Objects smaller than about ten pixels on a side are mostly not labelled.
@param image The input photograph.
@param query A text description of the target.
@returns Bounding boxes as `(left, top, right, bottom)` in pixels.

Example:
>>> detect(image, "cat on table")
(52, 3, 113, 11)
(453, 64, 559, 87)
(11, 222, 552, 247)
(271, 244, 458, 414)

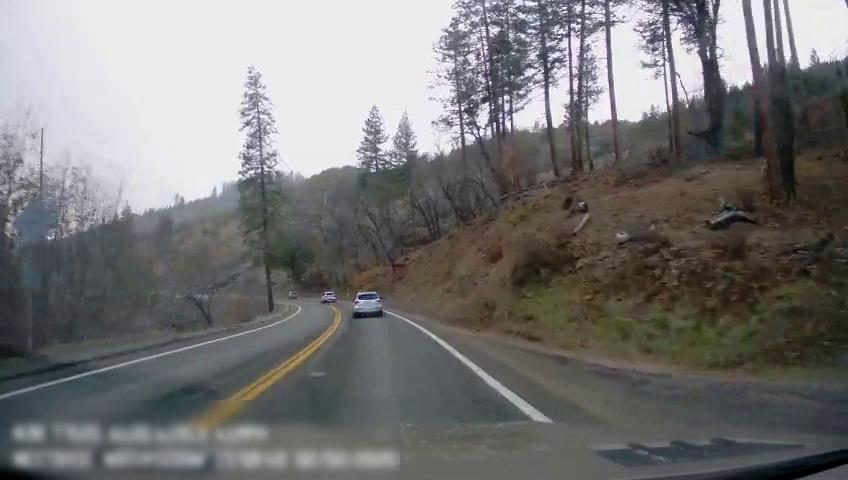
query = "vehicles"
(320, 291, 336, 304)
(287, 290, 298, 300)
(352, 291, 383, 318)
